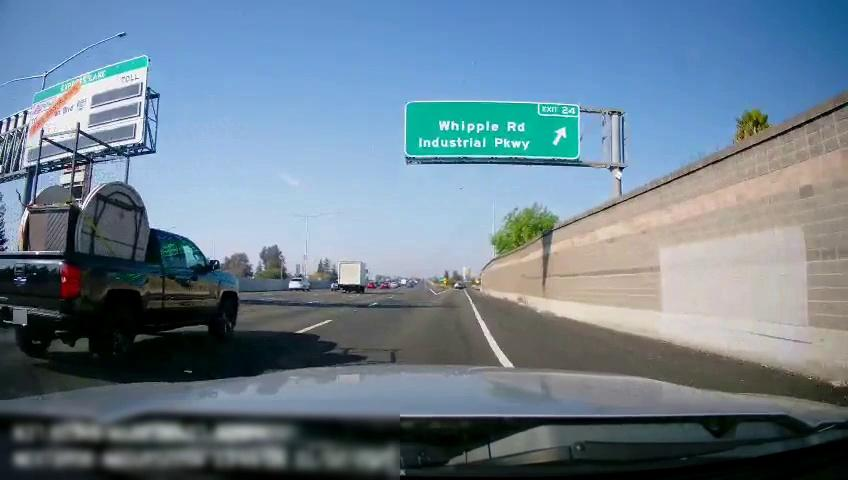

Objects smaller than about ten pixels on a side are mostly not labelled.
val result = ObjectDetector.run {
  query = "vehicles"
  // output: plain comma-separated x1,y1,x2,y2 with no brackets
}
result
0,227,241,377
331,279,340,291
337,259,366,293
288,277,311,292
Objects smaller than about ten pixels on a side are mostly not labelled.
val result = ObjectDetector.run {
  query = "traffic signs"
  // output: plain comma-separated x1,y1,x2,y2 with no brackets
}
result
404,101,582,159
